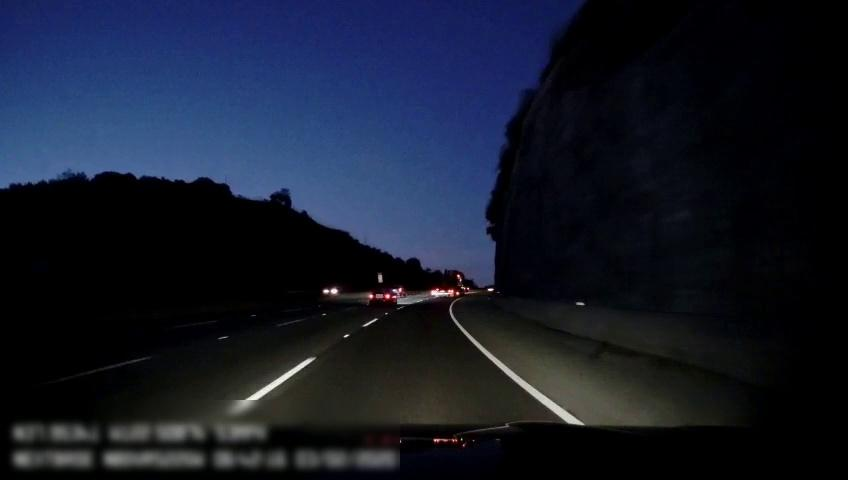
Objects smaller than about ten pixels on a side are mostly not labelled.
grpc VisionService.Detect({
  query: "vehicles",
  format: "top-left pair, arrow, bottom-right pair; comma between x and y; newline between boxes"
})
369,287 -> 398,307
393,286 -> 408,299
434,273 -> 465,299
